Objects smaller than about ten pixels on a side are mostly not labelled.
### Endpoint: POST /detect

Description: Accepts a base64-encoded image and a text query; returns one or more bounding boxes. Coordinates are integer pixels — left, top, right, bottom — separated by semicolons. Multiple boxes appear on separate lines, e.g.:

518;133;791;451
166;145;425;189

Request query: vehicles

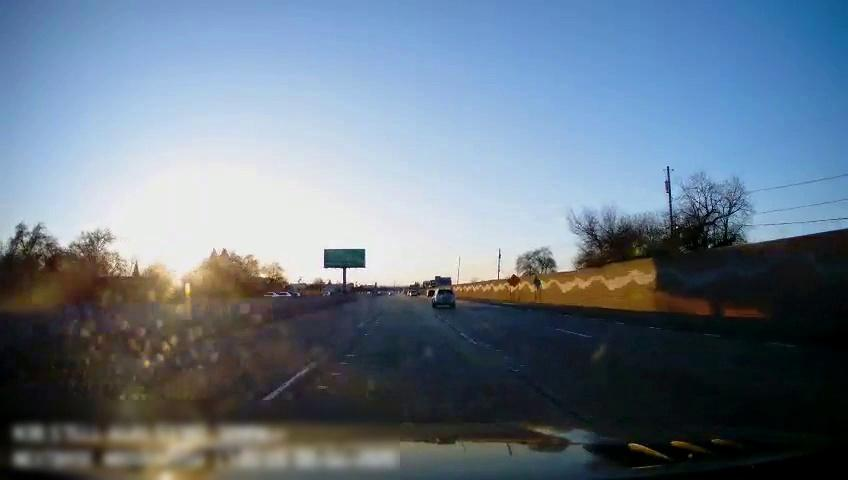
264;292;276;297
432;289;456;308
275;292;292;297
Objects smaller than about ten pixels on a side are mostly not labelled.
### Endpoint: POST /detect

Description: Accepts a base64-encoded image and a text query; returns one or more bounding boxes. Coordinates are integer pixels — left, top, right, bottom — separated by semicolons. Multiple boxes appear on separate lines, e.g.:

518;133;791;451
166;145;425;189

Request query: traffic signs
507;274;520;288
